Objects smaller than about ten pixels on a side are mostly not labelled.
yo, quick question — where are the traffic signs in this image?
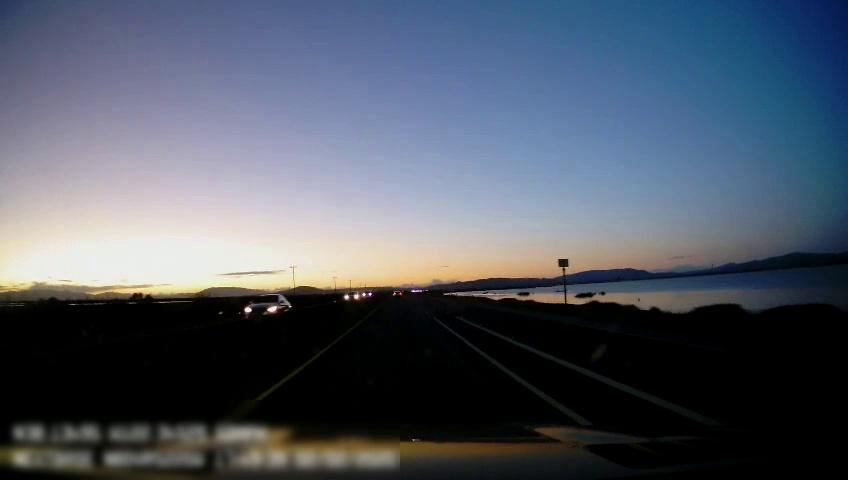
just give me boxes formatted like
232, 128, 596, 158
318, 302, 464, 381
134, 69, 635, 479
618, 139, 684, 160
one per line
558, 258, 569, 268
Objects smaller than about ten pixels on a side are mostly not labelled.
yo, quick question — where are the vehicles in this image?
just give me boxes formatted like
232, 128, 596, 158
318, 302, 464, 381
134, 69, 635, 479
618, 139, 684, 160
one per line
392, 290, 403, 298
243, 292, 293, 318
362, 290, 373, 298
343, 291, 363, 301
